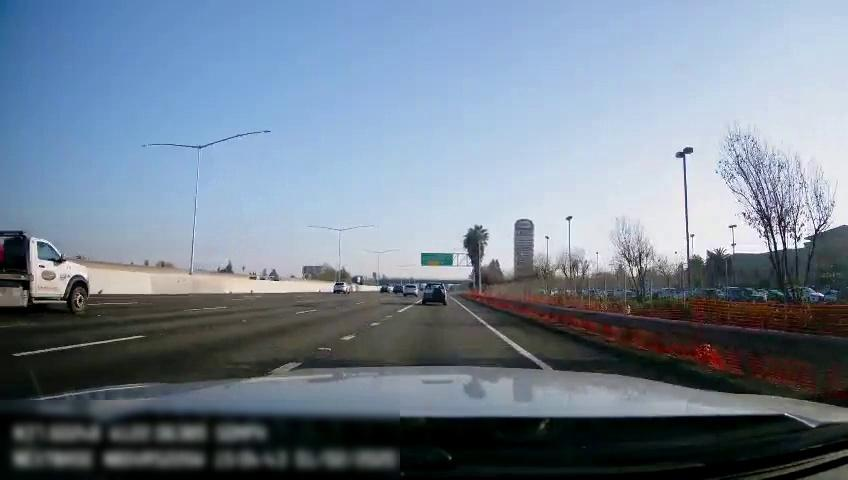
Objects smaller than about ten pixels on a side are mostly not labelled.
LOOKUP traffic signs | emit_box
[419,251,452,267]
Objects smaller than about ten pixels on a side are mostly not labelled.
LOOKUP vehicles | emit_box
[380,285,391,293]
[0,228,89,316]
[402,283,418,297]
[247,271,281,282]
[421,282,449,306]
[333,282,352,295]
[392,284,403,294]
